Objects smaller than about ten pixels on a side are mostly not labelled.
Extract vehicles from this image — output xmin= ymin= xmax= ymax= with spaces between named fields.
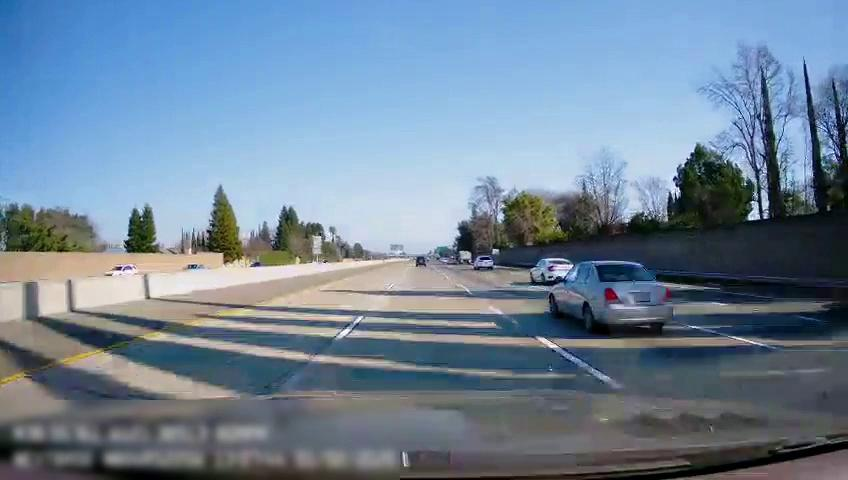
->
xmin=183 ymin=263 xmax=206 ymax=271
xmin=473 ymin=255 xmax=495 ymax=270
xmin=529 ymin=258 xmax=574 ymax=287
xmin=249 ymin=262 xmax=261 ymax=268
xmin=548 ymin=261 xmax=675 ymax=339
xmin=104 ymin=264 xmax=137 ymax=276
xmin=456 ymin=250 xmax=470 ymax=263
xmin=415 ymin=255 xmax=427 ymax=267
